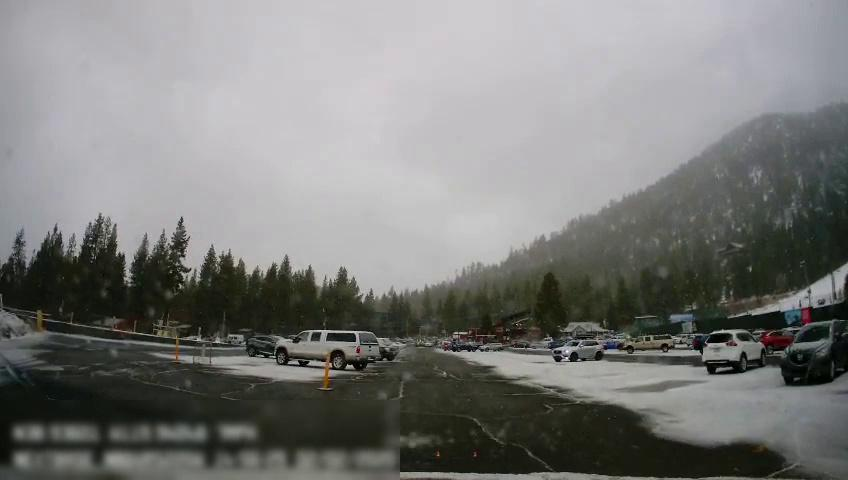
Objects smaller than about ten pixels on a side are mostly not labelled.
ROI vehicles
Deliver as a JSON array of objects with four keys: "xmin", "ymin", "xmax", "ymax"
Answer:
[
  {"xmin": 553, "ymin": 338, "xmax": 603, "ymax": 362},
  {"xmin": 273, "ymin": 330, "xmax": 382, "ymax": 371},
  {"xmin": 691, "ymin": 336, "xmax": 704, "ymax": 355},
  {"xmin": 759, "ymin": 327, "xmax": 802, "ymax": 351},
  {"xmin": 450, "ymin": 340, "xmax": 477, "ymax": 352},
  {"xmin": 376, "ymin": 337, "xmax": 397, "ymax": 361},
  {"xmin": 244, "ymin": 335, "xmax": 286, "ymax": 359},
  {"xmin": 623, "ymin": 335, "xmax": 673, "ymax": 354},
  {"xmin": 480, "ymin": 342, "xmax": 505, "ymax": 352},
  {"xmin": 700, "ymin": 329, "xmax": 768, "ymax": 375},
  {"xmin": 779, "ymin": 321, "xmax": 848, "ymax": 384}
]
